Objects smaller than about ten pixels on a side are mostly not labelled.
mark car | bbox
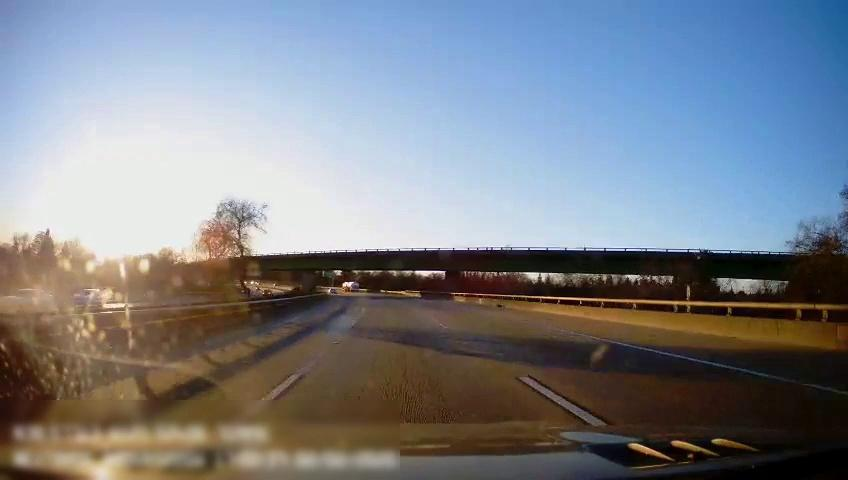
[66,289,105,309]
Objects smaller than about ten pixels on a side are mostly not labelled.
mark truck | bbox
[341,282,360,293]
